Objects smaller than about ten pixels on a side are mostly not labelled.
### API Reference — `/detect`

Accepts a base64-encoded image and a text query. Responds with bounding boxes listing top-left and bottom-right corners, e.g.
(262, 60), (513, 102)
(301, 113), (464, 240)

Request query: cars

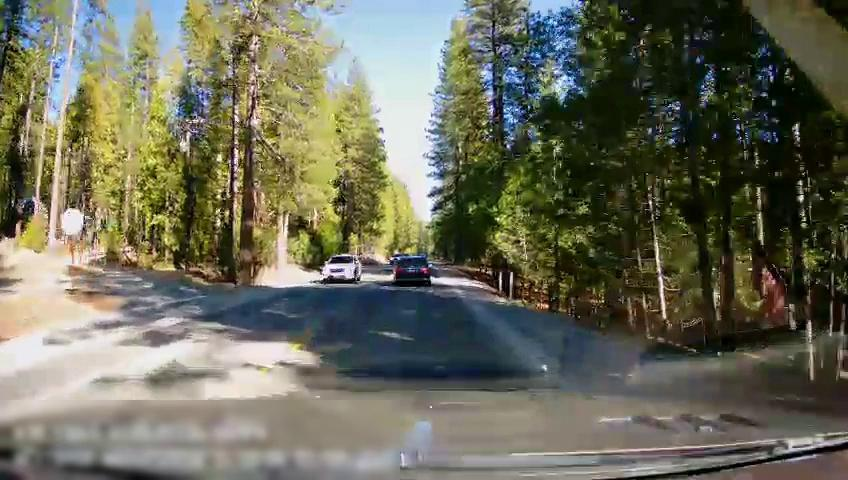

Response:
(321, 254), (362, 282)
(392, 255), (434, 286)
